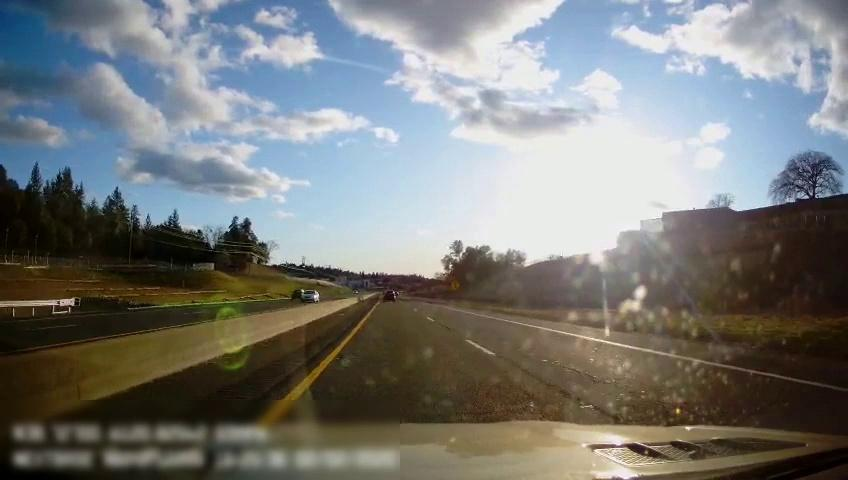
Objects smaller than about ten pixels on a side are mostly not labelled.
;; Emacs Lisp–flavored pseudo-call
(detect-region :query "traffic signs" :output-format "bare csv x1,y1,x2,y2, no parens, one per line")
450,279,460,291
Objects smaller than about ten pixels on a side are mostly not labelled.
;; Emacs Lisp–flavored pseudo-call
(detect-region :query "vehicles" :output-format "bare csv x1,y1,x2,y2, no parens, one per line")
291,289,304,299
300,289,320,302
383,289,397,302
